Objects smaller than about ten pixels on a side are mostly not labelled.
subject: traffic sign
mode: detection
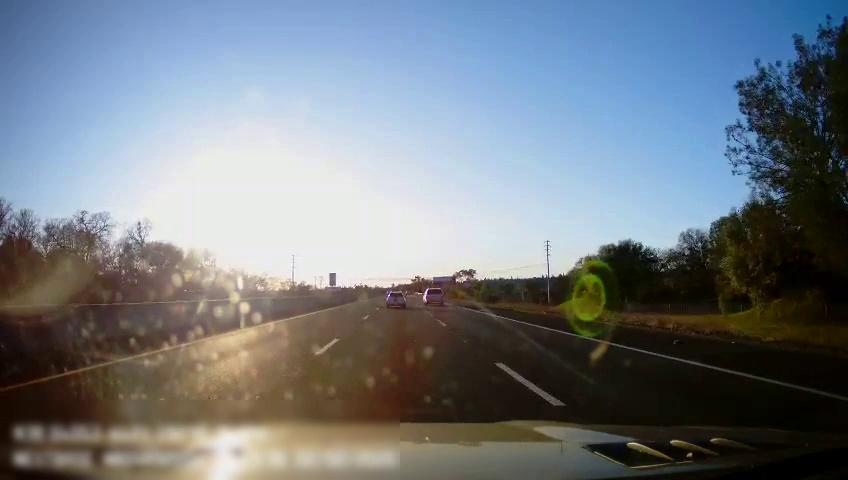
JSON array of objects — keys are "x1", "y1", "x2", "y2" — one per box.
[{"x1": 328, "y1": 272, "x2": 337, "y2": 287}]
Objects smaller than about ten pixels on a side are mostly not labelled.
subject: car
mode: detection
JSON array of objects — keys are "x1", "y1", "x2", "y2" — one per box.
[{"x1": 387, "y1": 290, "x2": 407, "y2": 308}]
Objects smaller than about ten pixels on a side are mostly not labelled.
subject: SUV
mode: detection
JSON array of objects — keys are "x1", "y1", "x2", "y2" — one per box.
[{"x1": 422, "y1": 288, "x2": 444, "y2": 305}]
